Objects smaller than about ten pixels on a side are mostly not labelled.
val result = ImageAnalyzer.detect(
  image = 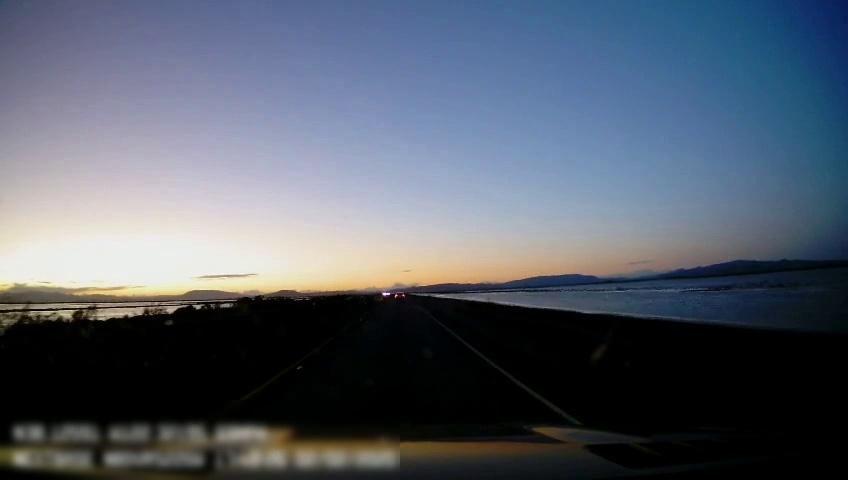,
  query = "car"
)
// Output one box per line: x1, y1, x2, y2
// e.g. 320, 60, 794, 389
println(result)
394, 292, 406, 301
